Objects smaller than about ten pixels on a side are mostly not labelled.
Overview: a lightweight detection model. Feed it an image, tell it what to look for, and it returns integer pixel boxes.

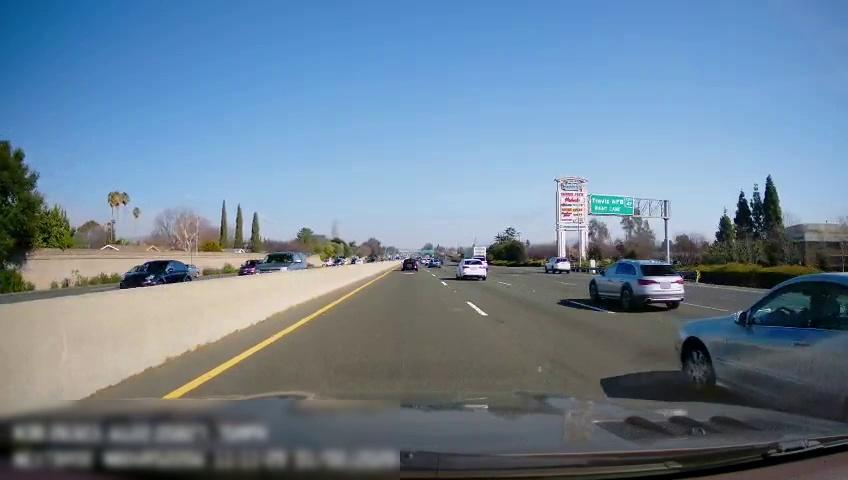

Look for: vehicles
[455,260,487,282]
[354,257,364,265]
[678,272,848,423]
[471,256,487,270]
[401,257,419,271]
[331,258,345,267]
[463,246,487,259]
[427,259,441,269]
[545,257,571,274]
[240,259,264,275]
[256,251,308,273]
[587,258,686,310]
[185,264,198,281]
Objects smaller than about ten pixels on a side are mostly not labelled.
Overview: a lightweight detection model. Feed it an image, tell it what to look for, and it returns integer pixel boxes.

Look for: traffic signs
[589,193,635,218]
